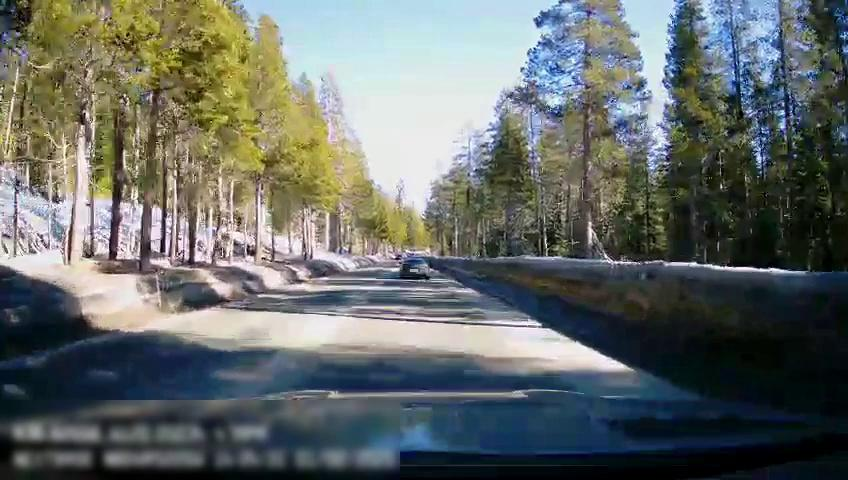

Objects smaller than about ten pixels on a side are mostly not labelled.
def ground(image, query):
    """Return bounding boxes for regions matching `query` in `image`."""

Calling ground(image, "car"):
[398,254,430,281]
